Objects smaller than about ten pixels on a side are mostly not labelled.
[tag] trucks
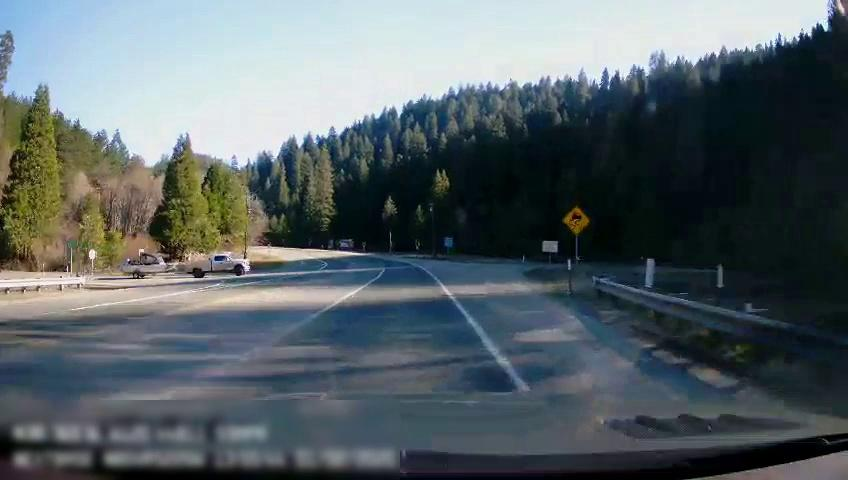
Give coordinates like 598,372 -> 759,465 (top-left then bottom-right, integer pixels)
183,254 -> 249,278
120,252 -> 177,278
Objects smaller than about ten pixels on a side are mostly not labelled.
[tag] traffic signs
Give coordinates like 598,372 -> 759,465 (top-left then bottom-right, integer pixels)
562,207 -> 591,236
442,234 -> 454,247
